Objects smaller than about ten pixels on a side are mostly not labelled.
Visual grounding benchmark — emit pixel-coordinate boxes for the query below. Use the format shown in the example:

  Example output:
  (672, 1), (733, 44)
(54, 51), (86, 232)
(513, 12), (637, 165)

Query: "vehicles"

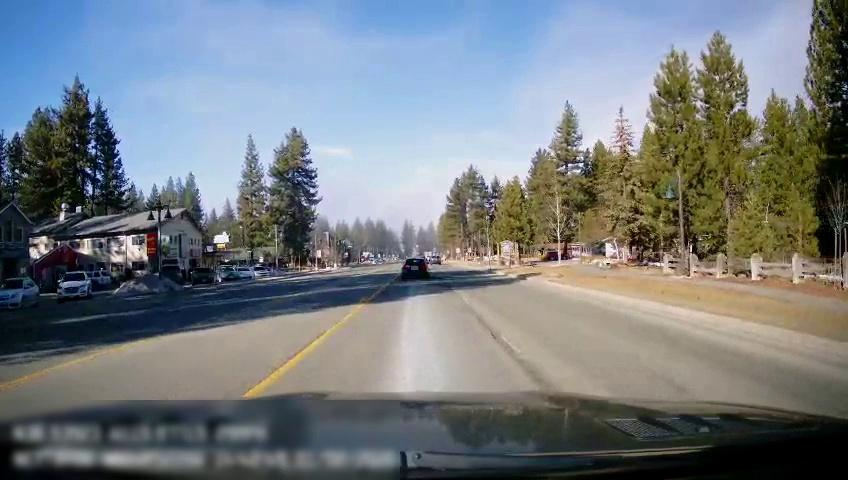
(0, 277), (39, 311)
(427, 256), (440, 266)
(400, 257), (431, 281)
(190, 264), (214, 286)
(57, 272), (90, 300)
